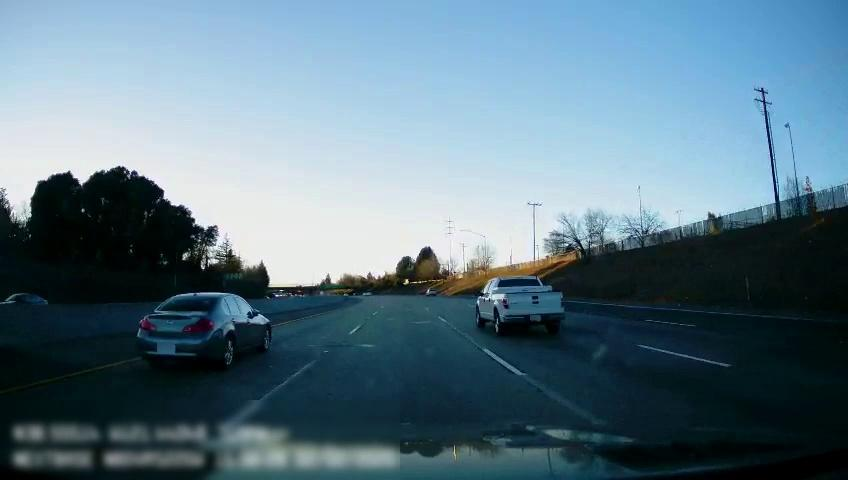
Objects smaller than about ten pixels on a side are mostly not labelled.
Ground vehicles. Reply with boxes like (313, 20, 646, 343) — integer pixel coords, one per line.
(475, 275, 567, 335)
(135, 291, 274, 371)
(425, 288, 437, 297)
(0, 293, 49, 305)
